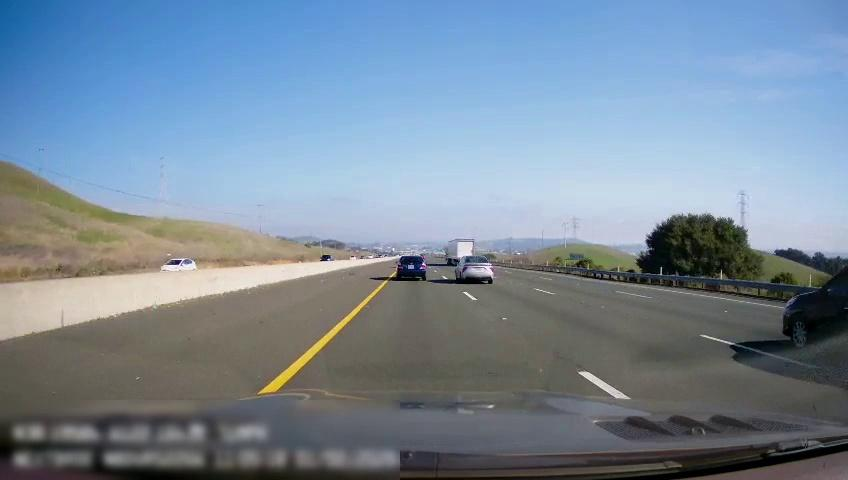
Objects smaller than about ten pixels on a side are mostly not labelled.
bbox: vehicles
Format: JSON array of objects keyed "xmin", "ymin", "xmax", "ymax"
[
  {"xmin": 397, "ymin": 256, "xmax": 427, "ymax": 280},
  {"xmin": 455, "ymin": 255, "xmax": 494, "ymax": 285},
  {"xmin": 780, "ymin": 265, "xmax": 848, "ymax": 349},
  {"xmin": 319, "ymin": 254, "xmax": 337, "ymax": 262},
  {"xmin": 159, "ymin": 258, "xmax": 198, "ymax": 273},
  {"xmin": 446, "ymin": 238, "xmax": 475, "ymax": 265}
]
